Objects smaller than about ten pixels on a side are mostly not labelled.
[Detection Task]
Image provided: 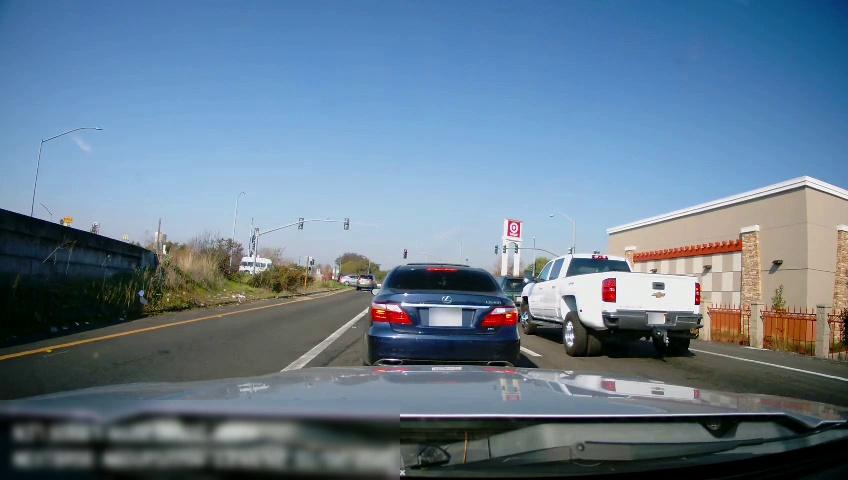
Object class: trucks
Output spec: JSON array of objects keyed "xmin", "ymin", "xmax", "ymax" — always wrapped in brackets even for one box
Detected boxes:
[{"xmin": 518, "ymin": 254, "xmax": 704, "ymax": 357}]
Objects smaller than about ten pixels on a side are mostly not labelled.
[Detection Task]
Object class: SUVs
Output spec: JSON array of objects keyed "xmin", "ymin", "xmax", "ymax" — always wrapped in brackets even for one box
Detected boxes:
[
  {"xmin": 355, "ymin": 274, "xmax": 377, "ymax": 291},
  {"xmin": 495, "ymin": 275, "xmax": 533, "ymax": 316}
]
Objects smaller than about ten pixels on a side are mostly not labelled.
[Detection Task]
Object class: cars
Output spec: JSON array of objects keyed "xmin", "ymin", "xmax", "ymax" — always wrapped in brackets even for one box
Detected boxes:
[
  {"xmin": 339, "ymin": 274, "xmax": 361, "ymax": 284},
  {"xmin": 361, "ymin": 262, "xmax": 522, "ymax": 367}
]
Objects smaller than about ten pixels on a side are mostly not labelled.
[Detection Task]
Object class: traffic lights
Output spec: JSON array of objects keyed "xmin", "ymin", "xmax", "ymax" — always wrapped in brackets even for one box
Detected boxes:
[
  {"xmin": 502, "ymin": 243, "xmax": 507, "ymax": 255},
  {"xmin": 513, "ymin": 242, "xmax": 519, "ymax": 256},
  {"xmin": 494, "ymin": 244, "xmax": 499, "ymax": 255},
  {"xmin": 567, "ymin": 247, "xmax": 573, "ymax": 261},
  {"xmin": 403, "ymin": 248, "xmax": 408, "ymax": 260},
  {"xmin": 297, "ymin": 217, "xmax": 305, "ymax": 230},
  {"xmin": 343, "ymin": 217, "xmax": 350, "ymax": 231}
]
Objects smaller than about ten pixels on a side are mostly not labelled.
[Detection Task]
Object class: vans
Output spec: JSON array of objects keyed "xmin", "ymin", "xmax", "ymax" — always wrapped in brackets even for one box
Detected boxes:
[{"xmin": 238, "ymin": 256, "xmax": 272, "ymax": 276}]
